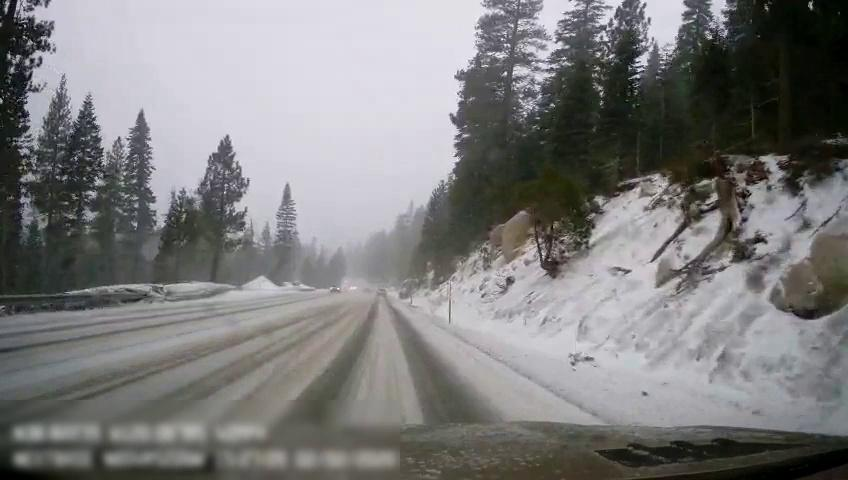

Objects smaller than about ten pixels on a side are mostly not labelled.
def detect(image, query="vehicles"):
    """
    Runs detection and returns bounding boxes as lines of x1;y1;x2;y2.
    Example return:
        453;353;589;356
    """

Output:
329;284;342;293
375;287;387;297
